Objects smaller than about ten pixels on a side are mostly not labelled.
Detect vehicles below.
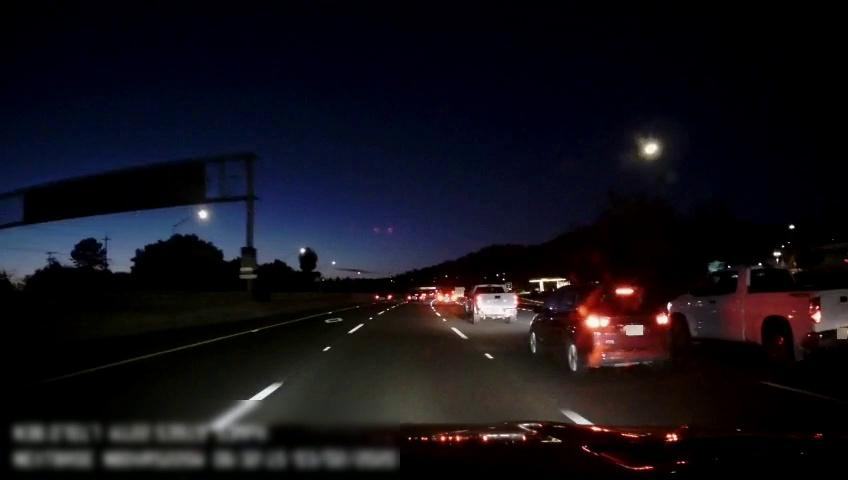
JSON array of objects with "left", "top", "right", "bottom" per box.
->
[
  {"left": 666, "top": 264, "right": 848, "bottom": 374},
  {"left": 407, "top": 290, "right": 424, "bottom": 304},
  {"left": 526, "top": 281, "right": 672, "bottom": 378},
  {"left": 464, "top": 284, "right": 517, "bottom": 324},
  {"left": 437, "top": 289, "right": 457, "bottom": 305},
  {"left": 454, "top": 286, "right": 464, "bottom": 294},
  {"left": 375, "top": 289, "right": 394, "bottom": 304}
]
